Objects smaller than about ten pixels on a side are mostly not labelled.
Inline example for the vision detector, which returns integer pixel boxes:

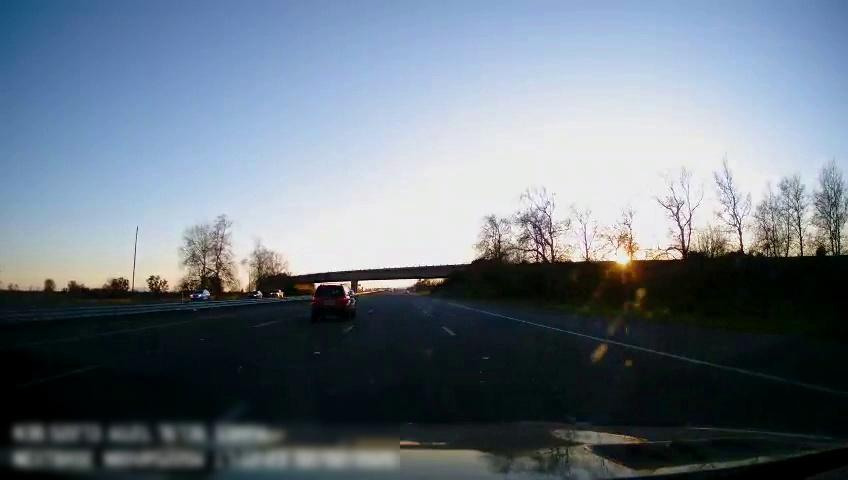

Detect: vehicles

[311,284,356,321]
[247,291,263,300]
[269,289,284,298]
[189,289,211,301]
